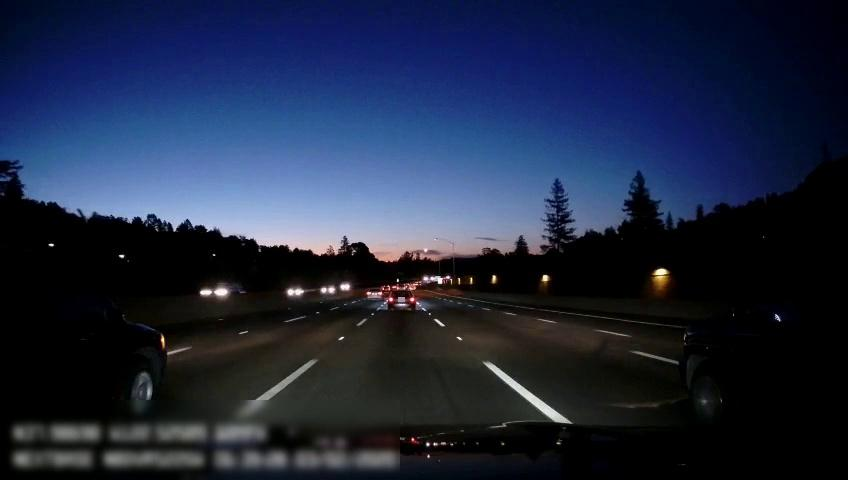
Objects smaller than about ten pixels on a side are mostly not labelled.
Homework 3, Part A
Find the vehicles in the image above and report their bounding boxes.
[288,287,305,296]
[388,289,416,312]
[366,288,384,302]
[0,245,168,438]
[320,285,337,295]
[200,282,246,297]
[678,262,848,433]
